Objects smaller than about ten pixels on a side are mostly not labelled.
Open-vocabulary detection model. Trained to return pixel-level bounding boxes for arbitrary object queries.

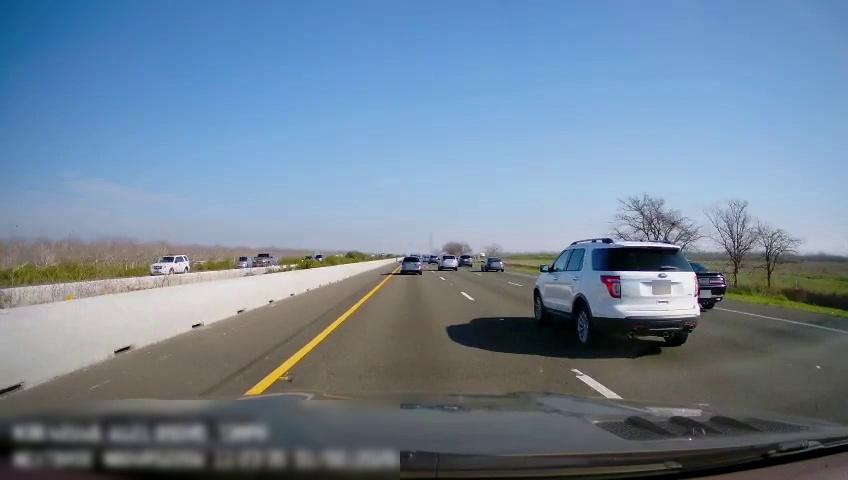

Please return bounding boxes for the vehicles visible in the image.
[690,263,726,311]
[234,256,253,269]
[400,256,425,275]
[428,255,439,265]
[252,253,279,268]
[150,256,190,277]
[531,237,701,348]
[437,254,458,271]
[480,258,505,274]
[458,255,472,267]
